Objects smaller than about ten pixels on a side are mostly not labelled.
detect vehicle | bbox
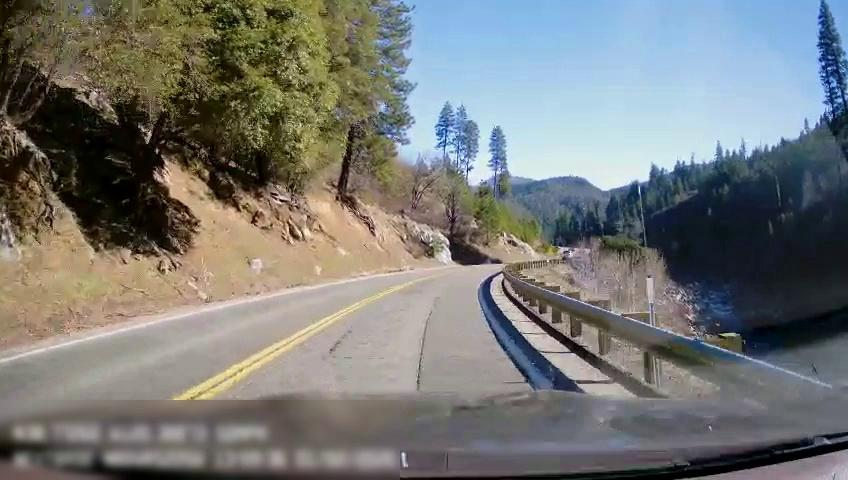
[560,250,574,260]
